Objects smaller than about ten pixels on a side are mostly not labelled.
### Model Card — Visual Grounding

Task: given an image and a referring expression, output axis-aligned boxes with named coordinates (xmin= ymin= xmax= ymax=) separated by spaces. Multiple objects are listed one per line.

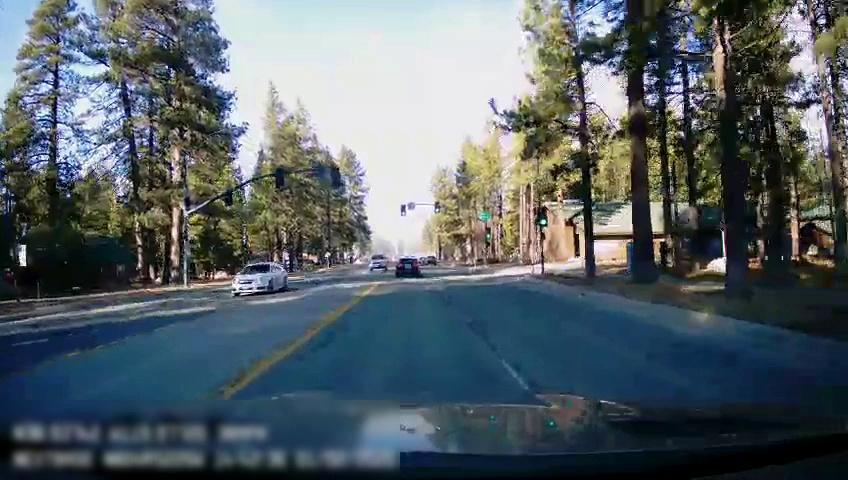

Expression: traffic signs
xmin=479 ymin=210 xmax=489 ymax=222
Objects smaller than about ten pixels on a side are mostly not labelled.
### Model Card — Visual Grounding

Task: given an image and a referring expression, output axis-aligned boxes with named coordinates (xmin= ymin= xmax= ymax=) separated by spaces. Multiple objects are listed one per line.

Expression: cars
xmin=231 ymin=261 xmax=287 ymax=297
xmin=394 ymin=258 xmax=421 ymax=279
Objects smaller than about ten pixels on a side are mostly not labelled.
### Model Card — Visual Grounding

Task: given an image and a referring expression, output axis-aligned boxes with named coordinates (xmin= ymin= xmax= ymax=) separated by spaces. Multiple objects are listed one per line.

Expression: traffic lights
xmin=400 ymin=201 xmax=407 ymax=216
xmin=433 ymin=202 xmax=441 ymax=214
xmin=329 ymin=168 xmax=342 ymax=190
xmin=224 ymin=192 xmax=233 ymax=210
xmin=536 ymin=209 xmax=548 ymax=227
xmin=276 ymin=168 xmax=286 ymax=192
xmin=484 ymin=228 xmax=492 ymax=241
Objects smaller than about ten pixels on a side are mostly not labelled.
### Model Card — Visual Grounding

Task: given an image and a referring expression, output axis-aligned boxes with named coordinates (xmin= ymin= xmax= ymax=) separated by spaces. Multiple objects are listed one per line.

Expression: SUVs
xmin=368 ymin=255 xmax=388 ymax=272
